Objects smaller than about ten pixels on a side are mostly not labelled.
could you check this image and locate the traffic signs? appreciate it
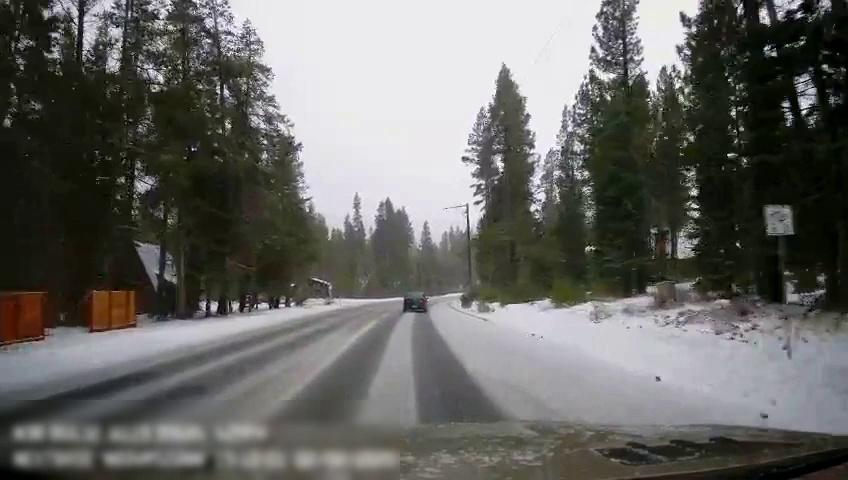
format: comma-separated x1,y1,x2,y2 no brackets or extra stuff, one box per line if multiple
765,204,794,236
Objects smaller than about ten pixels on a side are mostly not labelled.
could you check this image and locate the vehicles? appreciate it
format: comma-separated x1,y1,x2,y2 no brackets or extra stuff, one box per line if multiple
401,291,429,313
274,294,293,305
